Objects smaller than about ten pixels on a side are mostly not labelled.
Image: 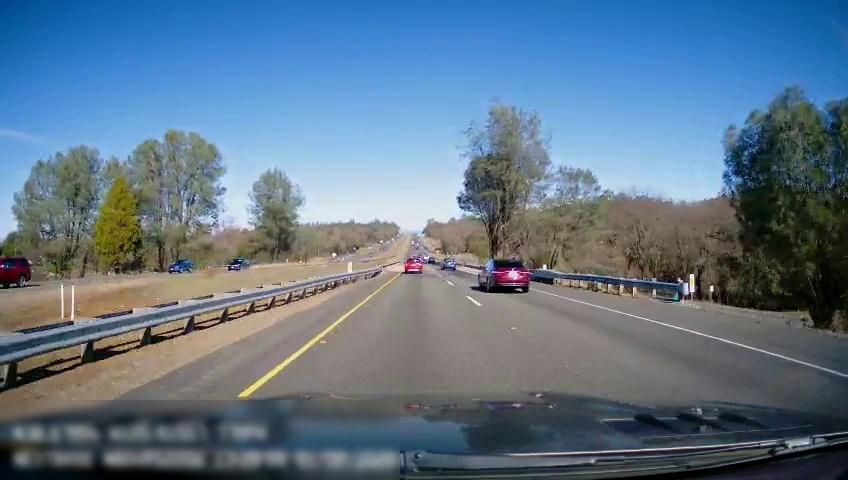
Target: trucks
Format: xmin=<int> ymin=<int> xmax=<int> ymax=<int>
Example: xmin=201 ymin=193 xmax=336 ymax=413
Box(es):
xmin=227 ymin=258 xmax=250 ymax=272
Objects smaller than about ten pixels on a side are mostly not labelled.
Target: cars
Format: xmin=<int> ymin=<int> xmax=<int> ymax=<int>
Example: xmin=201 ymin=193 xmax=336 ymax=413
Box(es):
xmin=441 ymin=258 xmax=456 ymax=270
xmin=404 ymin=257 xmax=423 ymax=273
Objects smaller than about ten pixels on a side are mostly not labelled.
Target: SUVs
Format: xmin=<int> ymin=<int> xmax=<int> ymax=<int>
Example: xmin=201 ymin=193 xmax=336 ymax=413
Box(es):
xmin=478 ymin=258 xmax=530 ymax=293
xmin=0 ymin=257 xmax=33 ymax=288
xmin=168 ymin=259 xmax=193 ymax=274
